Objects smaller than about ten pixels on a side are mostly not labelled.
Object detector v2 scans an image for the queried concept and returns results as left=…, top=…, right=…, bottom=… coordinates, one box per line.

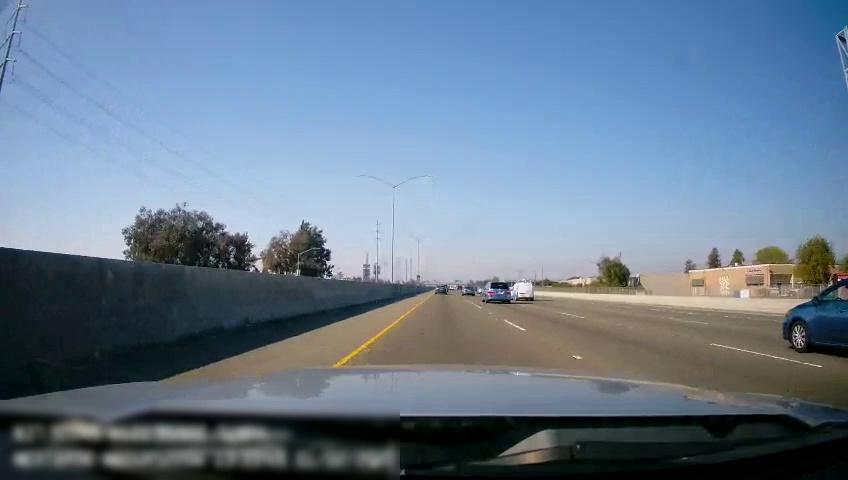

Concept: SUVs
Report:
left=482, top=282, right=511, bottom=304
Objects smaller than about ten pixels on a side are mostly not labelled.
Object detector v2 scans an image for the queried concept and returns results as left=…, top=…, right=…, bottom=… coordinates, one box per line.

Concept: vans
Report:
left=511, top=282, right=534, bottom=301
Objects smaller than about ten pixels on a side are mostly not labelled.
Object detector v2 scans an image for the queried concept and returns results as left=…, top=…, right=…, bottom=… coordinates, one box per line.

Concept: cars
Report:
left=461, top=284, right=476, bottom=296
left=434, top=284, right=447, bottom=295
left=781, top=278, right=848, bottom=352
